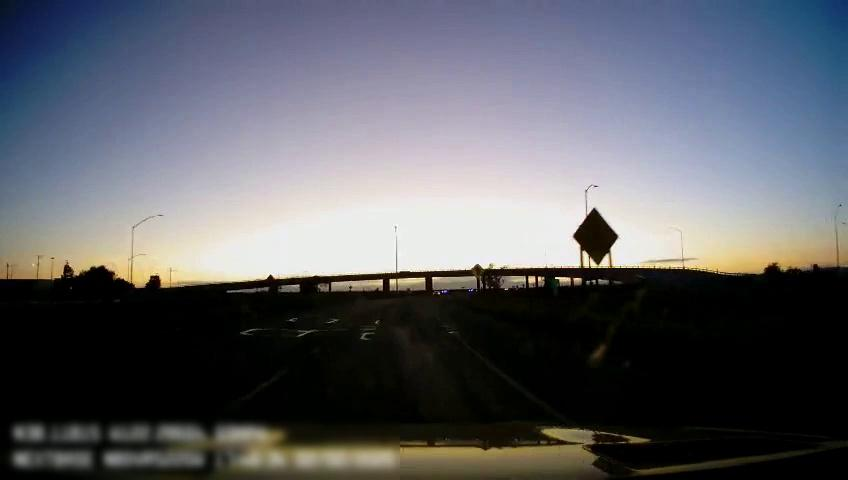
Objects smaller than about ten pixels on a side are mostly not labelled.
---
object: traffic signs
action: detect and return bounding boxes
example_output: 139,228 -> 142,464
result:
572,207 -> 619,265
470,263 -> 485,280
